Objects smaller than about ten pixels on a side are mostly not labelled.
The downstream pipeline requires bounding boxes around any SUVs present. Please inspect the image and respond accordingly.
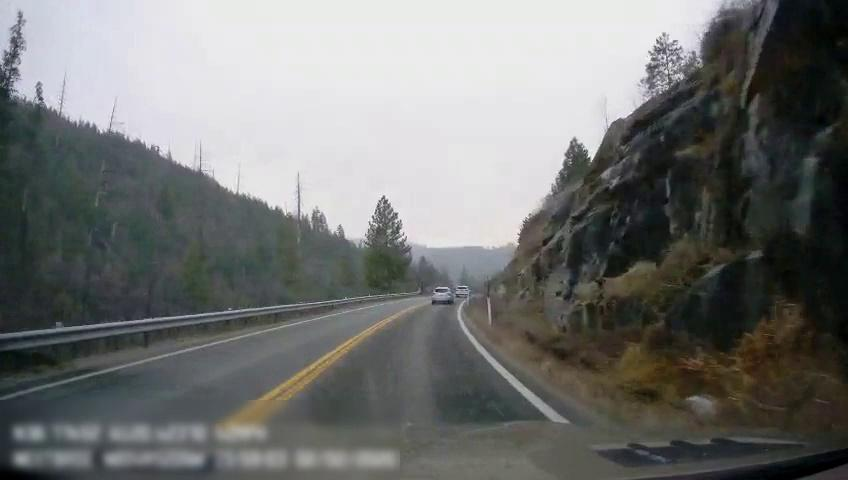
[431,286,454,304]
[455,285,471,298]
